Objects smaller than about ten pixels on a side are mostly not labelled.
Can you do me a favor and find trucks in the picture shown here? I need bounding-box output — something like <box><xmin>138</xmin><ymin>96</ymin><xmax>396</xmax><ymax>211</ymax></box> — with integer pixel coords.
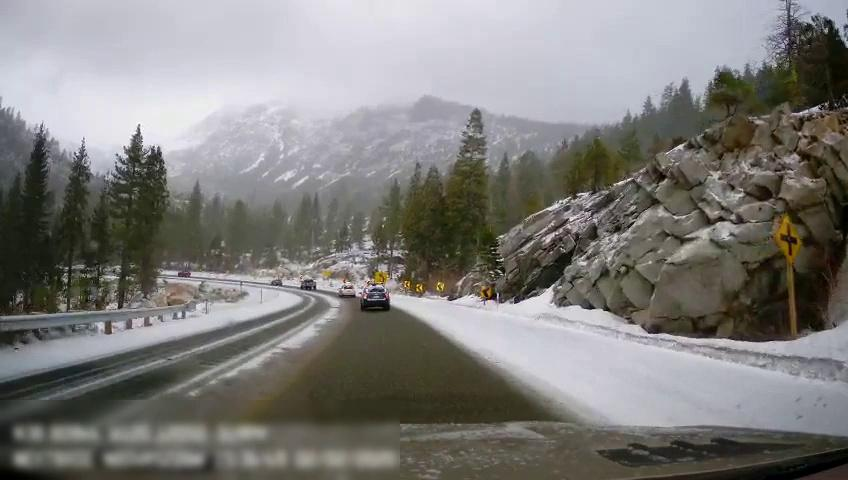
<box><xmin>300</xmin><ymin>278</ymin><xmax>317</xmax><ymax>291</ymax></box>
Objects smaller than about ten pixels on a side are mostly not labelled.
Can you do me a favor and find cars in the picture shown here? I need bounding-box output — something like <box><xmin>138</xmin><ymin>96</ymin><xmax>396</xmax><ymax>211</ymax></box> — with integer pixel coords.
<box><xmin>359</xmin><ymin>283</ymin><xmax>390</xmax><ymax>310</ymax></box>
<box><xmin>338</xmin><ymin>284</ymin><xmax>356</xmax><ymax>298</ymax></box>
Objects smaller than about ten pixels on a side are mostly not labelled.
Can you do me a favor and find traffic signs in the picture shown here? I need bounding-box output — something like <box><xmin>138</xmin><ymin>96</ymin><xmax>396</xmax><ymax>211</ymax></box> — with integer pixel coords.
<box><xmin>480</xmin><ymin>285</ymin><xmax>493</xmax><ymax>299</ymax></box>
<box><xmin>374</xmin><ymin>272</ymin><xmax>388</xmax><ymax>283</ymax></box>
<box><xmin>772</xmin><ymin>212</ymin><xmax>804</xmax><ymax>266</ymax></box>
